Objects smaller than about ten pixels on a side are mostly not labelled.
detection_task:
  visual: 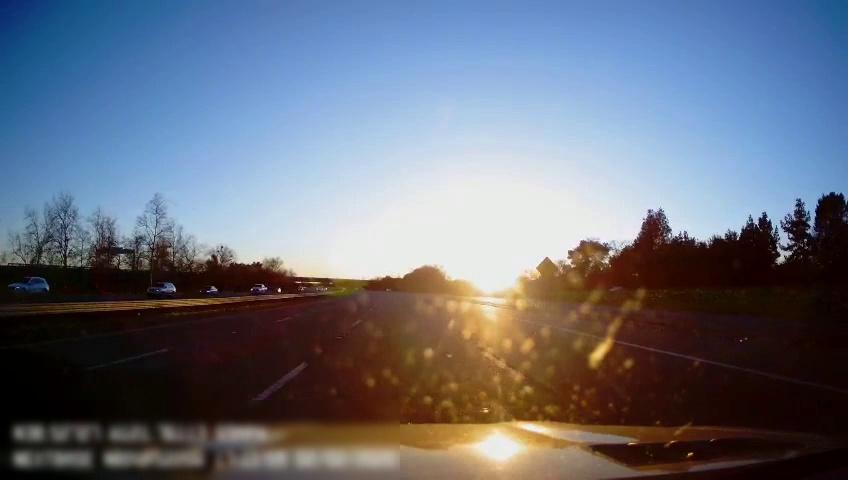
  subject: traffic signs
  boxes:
[536,256,559,280]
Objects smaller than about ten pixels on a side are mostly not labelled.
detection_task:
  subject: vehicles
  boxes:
[200,286,218,296]
[608,286,623,293]
[146,282,176,299]
[250,284,268,295]
[7,277,50,299]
